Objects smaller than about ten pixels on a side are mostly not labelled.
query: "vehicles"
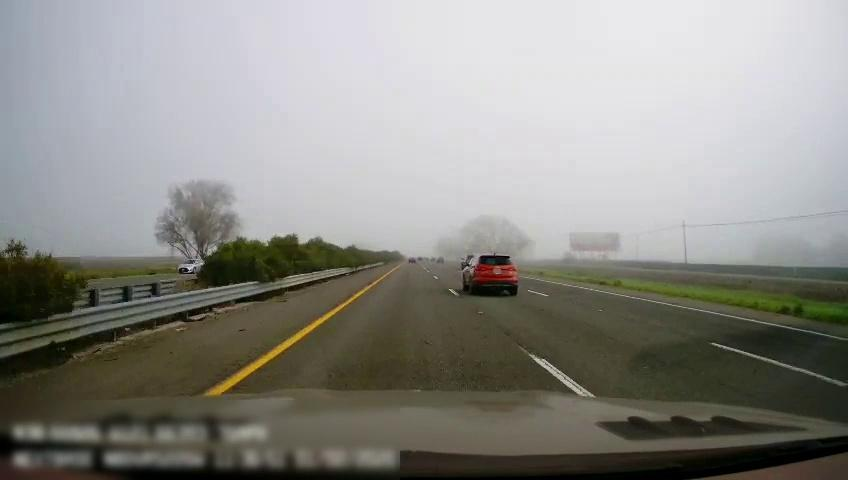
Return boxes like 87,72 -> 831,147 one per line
176,258 -> 205,275
460,254 -> 474,271
462,255 -> 520,298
